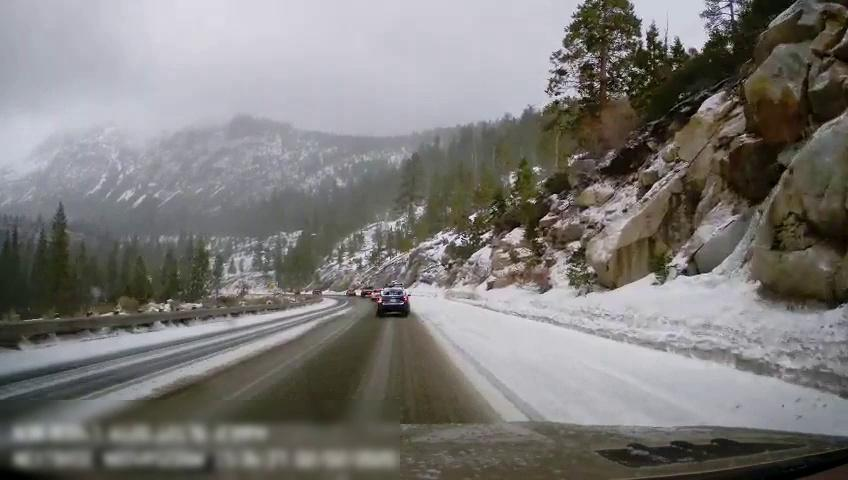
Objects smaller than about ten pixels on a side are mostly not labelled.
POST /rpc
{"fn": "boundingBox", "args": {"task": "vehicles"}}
[360,285,373,298]
[375,284,411,318]
[370,287,389,303]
